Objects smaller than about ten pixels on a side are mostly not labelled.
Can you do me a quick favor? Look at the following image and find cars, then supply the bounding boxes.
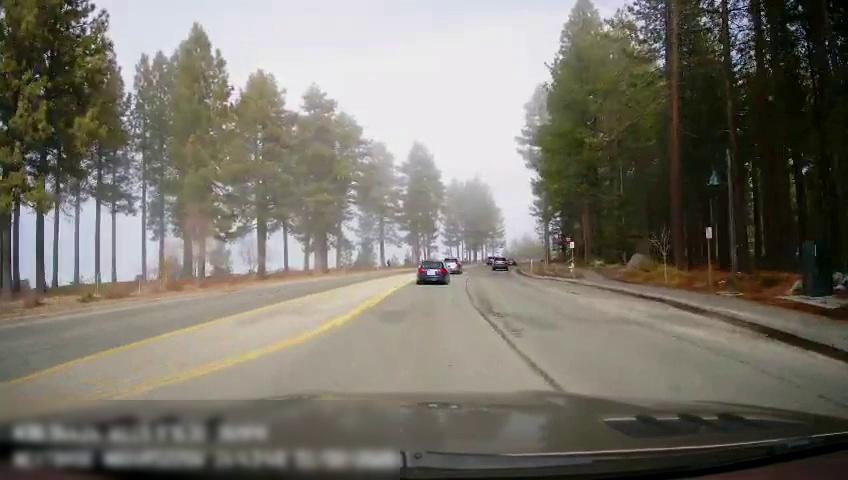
[417,260,449,286]
[443,257,461,273]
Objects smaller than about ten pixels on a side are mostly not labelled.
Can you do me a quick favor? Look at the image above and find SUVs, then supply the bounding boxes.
[491,257,509,271]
